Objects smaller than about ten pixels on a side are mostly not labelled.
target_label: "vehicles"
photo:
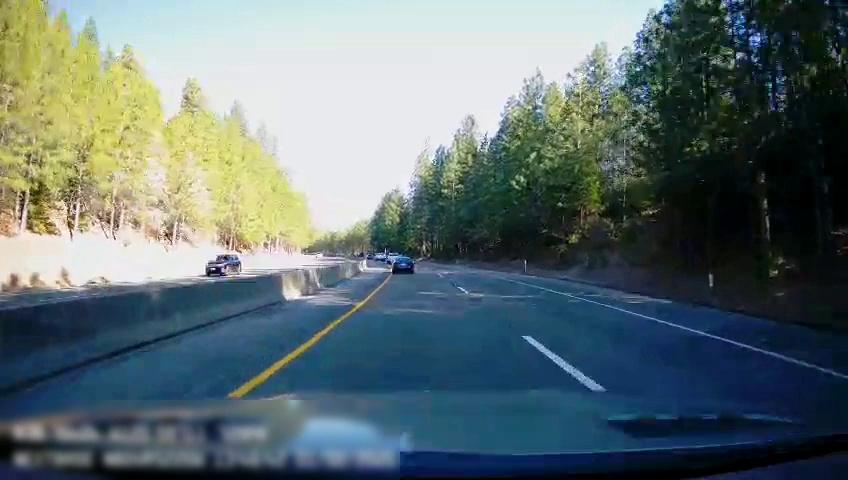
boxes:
[386,254,398,264]
[206,254,242,276]
[391,256,414,273]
